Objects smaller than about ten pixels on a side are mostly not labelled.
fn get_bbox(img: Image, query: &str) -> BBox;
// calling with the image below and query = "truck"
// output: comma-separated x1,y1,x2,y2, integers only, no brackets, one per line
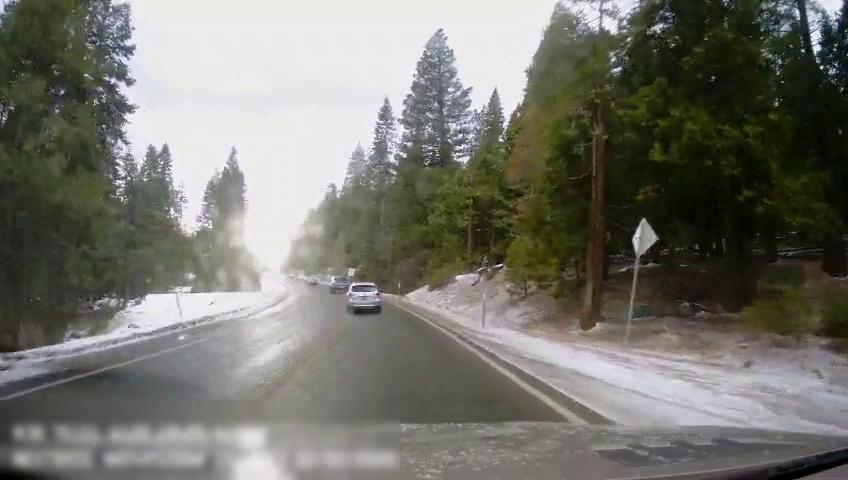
328,276,349,294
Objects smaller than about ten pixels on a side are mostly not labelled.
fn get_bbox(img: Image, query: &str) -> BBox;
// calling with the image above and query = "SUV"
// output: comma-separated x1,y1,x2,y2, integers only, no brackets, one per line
347,281,381,313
